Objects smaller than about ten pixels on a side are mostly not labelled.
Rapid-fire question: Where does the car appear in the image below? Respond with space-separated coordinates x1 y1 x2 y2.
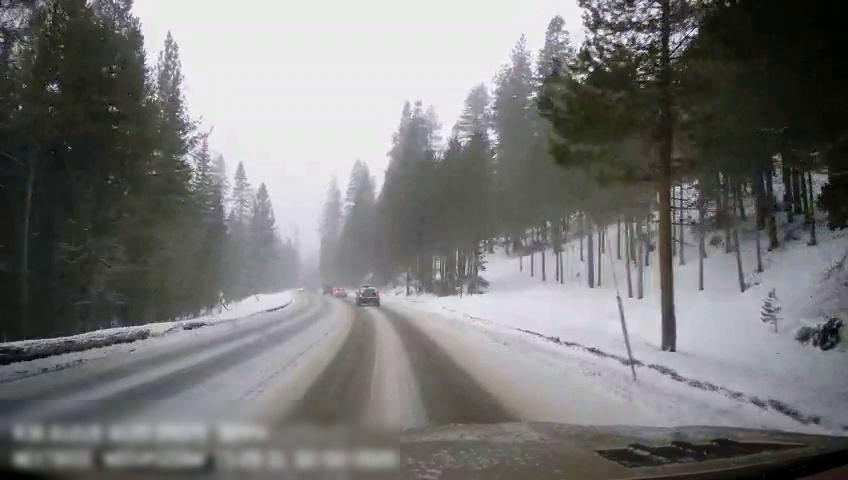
335 287 348 298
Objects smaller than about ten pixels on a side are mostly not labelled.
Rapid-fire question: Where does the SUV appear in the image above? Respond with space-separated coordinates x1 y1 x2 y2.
356 284 380 307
